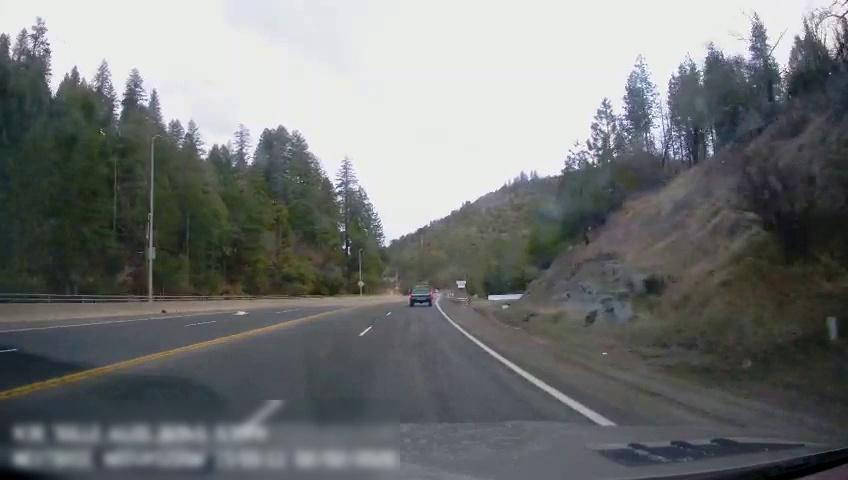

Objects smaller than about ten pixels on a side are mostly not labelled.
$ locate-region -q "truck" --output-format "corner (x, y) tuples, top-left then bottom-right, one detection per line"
(409, 286), (432, 307)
